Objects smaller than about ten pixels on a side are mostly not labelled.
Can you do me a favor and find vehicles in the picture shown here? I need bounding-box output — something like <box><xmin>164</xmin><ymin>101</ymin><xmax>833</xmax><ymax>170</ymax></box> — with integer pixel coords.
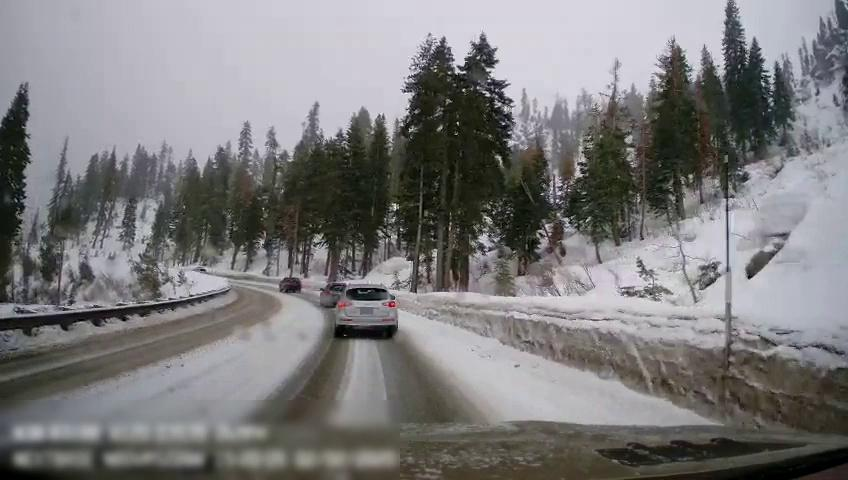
<box><xmin>279</xmin><ymin>276</ymin><xmax>303</xmax><ymax>294</ymax></box>
<box><xmin>334</xmin><ymin>283</ymin><xmax>398</xmax><ymax>341</ymax></box>
<box><xmin>196</xmin><ymin>268</ymin><xmax>208</xmax><ymax>274</ymax></box>
<box><xmin>320</xmin><ymin>282</ymin><xmax>347</xmax><ymax>309</ymax></box>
